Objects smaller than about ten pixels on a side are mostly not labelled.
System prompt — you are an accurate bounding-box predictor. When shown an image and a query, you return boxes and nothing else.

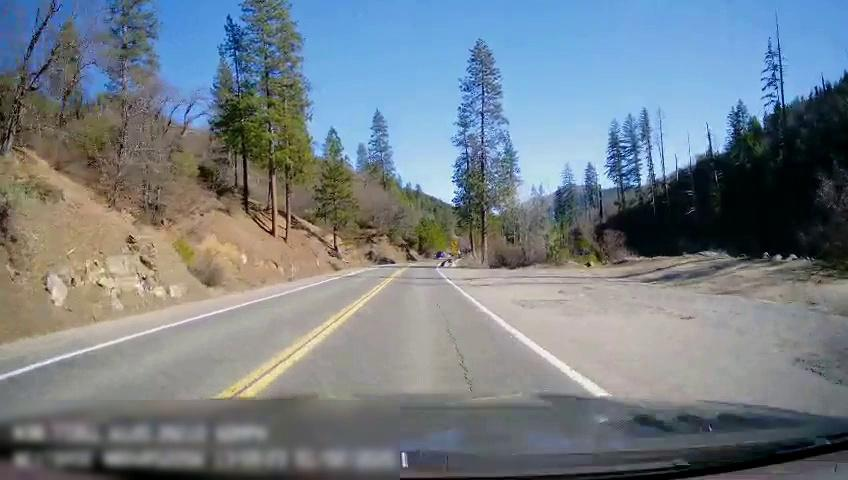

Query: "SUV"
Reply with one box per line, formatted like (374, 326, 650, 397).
(435, 251, 446, 260)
